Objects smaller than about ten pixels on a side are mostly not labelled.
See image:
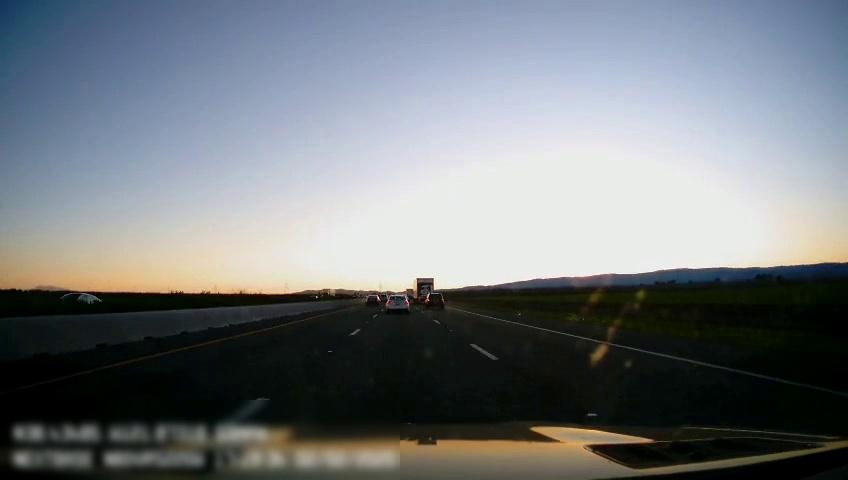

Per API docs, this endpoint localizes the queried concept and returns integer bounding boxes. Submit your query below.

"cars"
[365,294,382,307]
[57,292,103,306]
[386,293,410,313]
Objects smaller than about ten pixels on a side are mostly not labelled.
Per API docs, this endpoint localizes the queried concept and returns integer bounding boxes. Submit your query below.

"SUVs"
[424,291,445,310]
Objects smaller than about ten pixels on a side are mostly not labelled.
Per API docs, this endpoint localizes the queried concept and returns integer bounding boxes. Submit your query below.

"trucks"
[321,288,336,298]
[406,288,414,300]
[413,277,435,304]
